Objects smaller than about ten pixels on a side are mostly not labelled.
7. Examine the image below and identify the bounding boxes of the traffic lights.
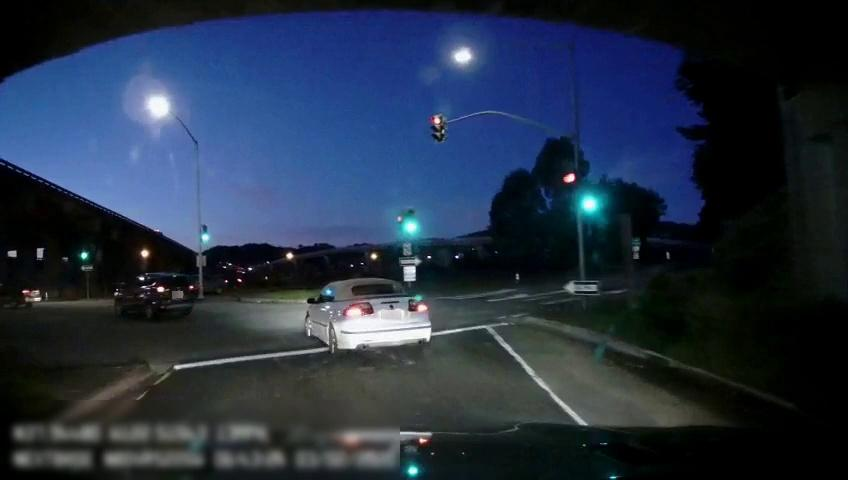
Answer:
[81,245,90,263]
[201,226,208,244]
[564,172,576,203]
[404,207,415,233]
[428,113,444,141]
[583,184,595,210]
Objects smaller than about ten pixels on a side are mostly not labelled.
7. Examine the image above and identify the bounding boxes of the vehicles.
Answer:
[189,274,228,295]
[303,277,431,361]
[114,272,194,321]
[0,276,43,309]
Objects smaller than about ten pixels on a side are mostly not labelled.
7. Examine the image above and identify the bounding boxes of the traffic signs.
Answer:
[563,280,599,298]
[403,267,415,281]
[81,263,94,271]
[399,258,422,267]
